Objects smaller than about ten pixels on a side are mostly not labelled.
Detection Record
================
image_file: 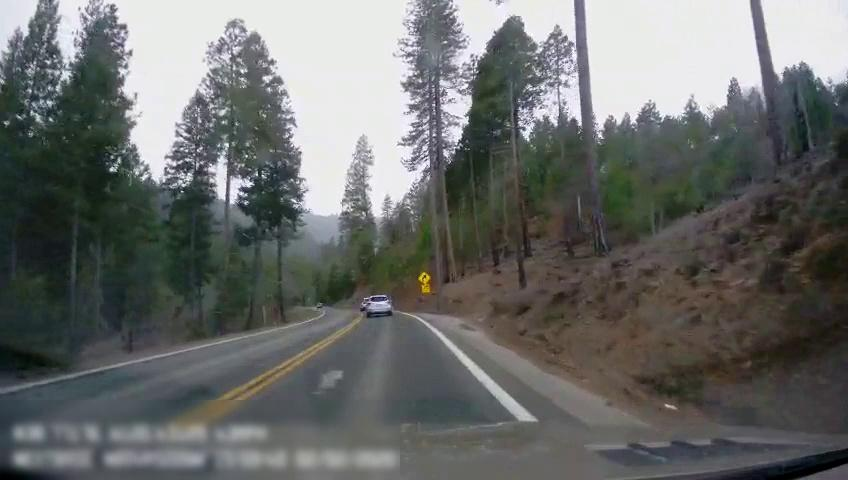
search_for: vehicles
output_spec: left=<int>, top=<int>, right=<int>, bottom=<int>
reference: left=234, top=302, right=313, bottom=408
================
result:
left=366, top=295, right=392, bottom=317
left=360, top=298, right=369, bottom=311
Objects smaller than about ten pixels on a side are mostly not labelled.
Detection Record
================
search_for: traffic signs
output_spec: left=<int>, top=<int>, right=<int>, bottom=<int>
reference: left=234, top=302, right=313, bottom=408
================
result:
left=418, top=272, right=431, bottom=285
